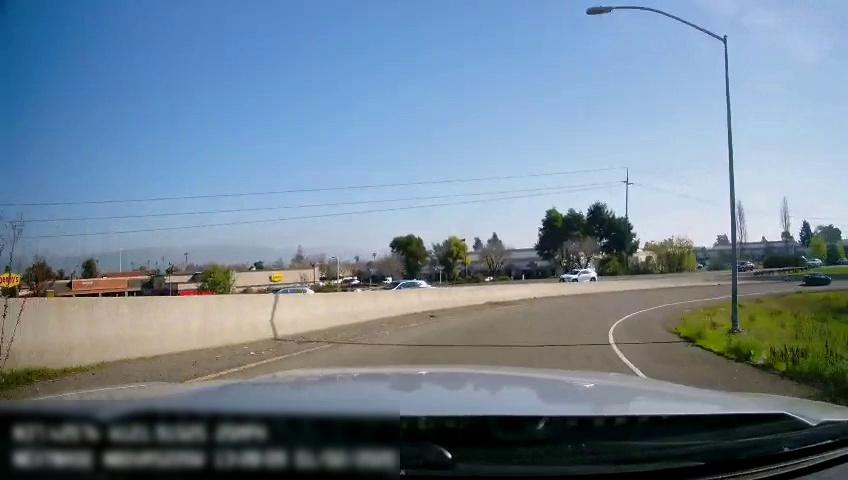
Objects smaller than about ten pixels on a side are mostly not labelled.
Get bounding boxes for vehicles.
[559,268,598,283]
[805,271,832,287]
[274,285,312,294]
[738,260,756,272]
[382,279,432,290]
